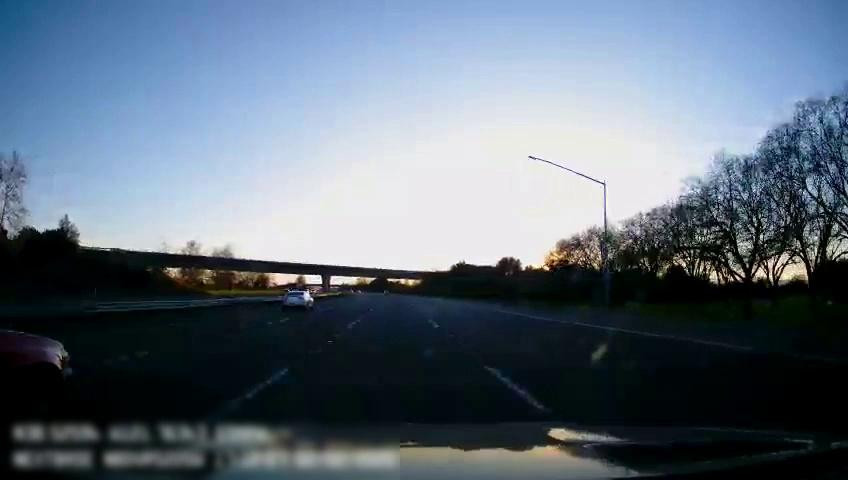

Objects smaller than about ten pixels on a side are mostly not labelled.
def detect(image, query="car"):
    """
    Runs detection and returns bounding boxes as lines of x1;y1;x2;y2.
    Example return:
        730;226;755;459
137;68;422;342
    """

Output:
281;290;315;311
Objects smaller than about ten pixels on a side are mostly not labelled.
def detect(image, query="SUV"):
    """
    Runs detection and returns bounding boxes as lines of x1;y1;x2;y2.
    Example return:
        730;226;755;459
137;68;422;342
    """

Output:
0;328;73;445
